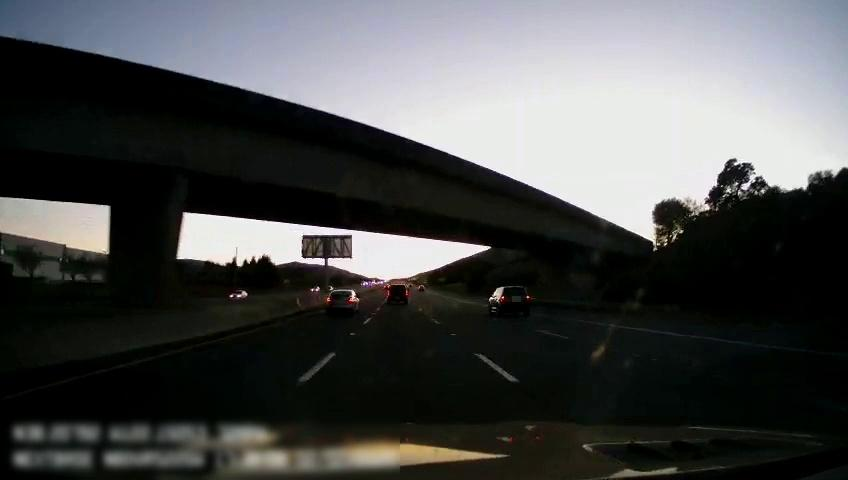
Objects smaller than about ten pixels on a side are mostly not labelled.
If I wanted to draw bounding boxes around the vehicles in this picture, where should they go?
[229,290,248,299]
[326,289,359,314]
[310,286,320,293]
[488,286,531,317]
[387,283,408,304]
